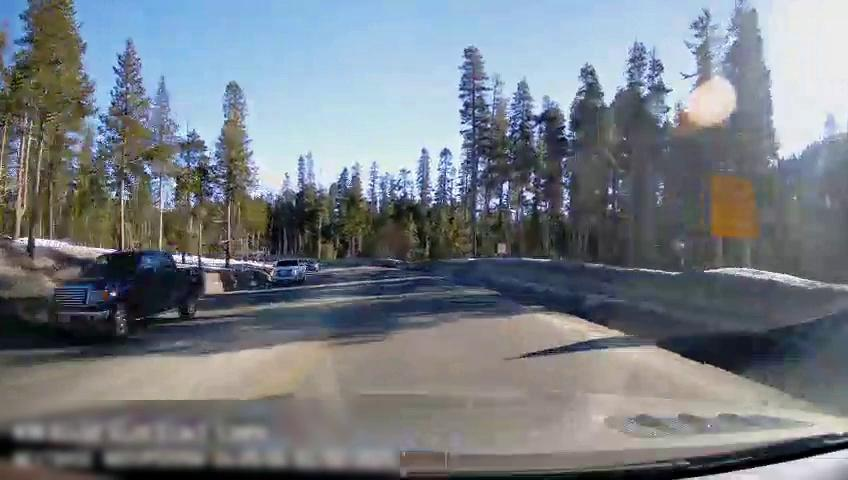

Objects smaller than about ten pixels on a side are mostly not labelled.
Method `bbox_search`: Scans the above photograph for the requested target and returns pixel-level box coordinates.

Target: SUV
[270,258,308,286]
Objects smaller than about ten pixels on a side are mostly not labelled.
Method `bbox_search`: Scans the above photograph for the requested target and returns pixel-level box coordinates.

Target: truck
[48,249,207,346]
